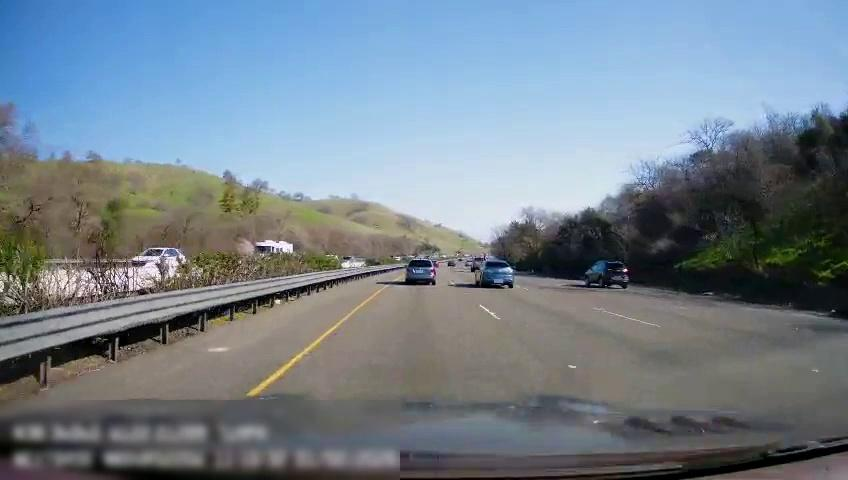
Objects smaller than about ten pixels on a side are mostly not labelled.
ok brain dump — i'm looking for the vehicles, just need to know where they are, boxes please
[405,259,436,285]
[131,248,186,269]
[474,260,514,289]
[255,240,293,254]
[583,260,630,290]
[470,257,486,273]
